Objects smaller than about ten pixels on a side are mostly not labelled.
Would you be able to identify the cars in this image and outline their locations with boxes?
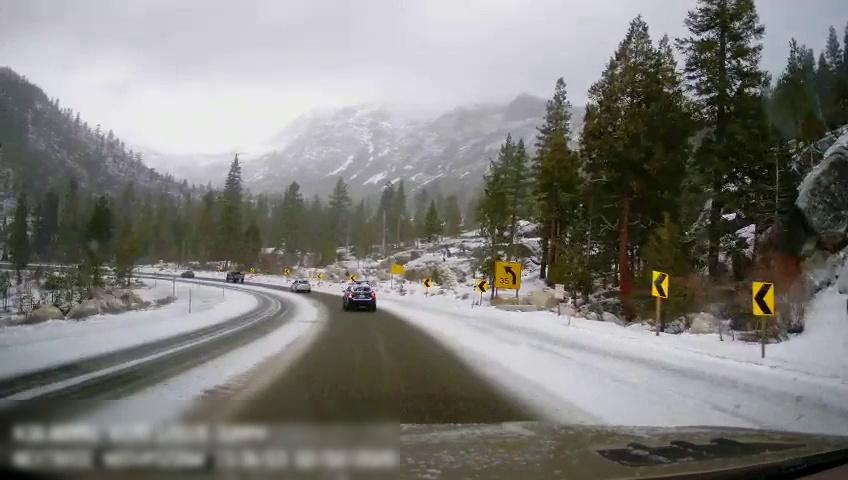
[342,281,377,312]
[290,280,312,294]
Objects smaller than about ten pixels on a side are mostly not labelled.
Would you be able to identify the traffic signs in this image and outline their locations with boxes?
[652,271,669,297]
[752,282,774,315]
[494,261,521,289]
[477,279,488,292]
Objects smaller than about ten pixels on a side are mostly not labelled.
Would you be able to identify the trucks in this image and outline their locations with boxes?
[226,270,244,283]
